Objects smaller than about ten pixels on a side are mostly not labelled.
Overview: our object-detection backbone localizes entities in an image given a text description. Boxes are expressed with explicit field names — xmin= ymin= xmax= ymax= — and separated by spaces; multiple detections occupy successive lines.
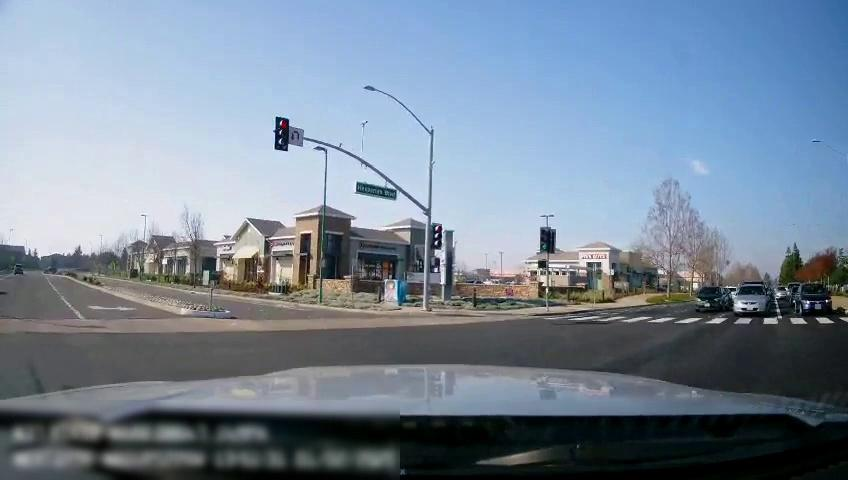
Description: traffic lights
xmin=274 ymin=115 xmax=289 ymax=152
xmin=432 ymin=224 xmax=442 ymax=250
xmin=539 ymin=227 xmax=558 ymax=252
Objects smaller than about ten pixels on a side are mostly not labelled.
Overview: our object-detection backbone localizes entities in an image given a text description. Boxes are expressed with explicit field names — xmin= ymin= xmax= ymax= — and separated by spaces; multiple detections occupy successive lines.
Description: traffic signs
xmin=354 ymin=181 xmax=398 ymax=203
xmin=288 ymin=127 xmax=304 ymax=146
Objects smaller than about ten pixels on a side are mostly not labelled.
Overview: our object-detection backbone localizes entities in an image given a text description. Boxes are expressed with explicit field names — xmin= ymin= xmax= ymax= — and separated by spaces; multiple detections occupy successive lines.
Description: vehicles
xmin=733 ymin=283 xmax=770 ymax=316
xmin=793 ymin=282 xmax=833 ymax=317
xmin=789 ymin=287 xmax=796 ymax=308
xmin=12 ymin=263 xmax=24 ymax=276
xmin=774 ymin=285 xmax=788 ymax=300
xmin=726 ymin=286 xmax=738 ymax=303
xmin=786 ymin=282 xmax=799 ymax=300
xmin=694 ymin=284 xmax=733 ymax=313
